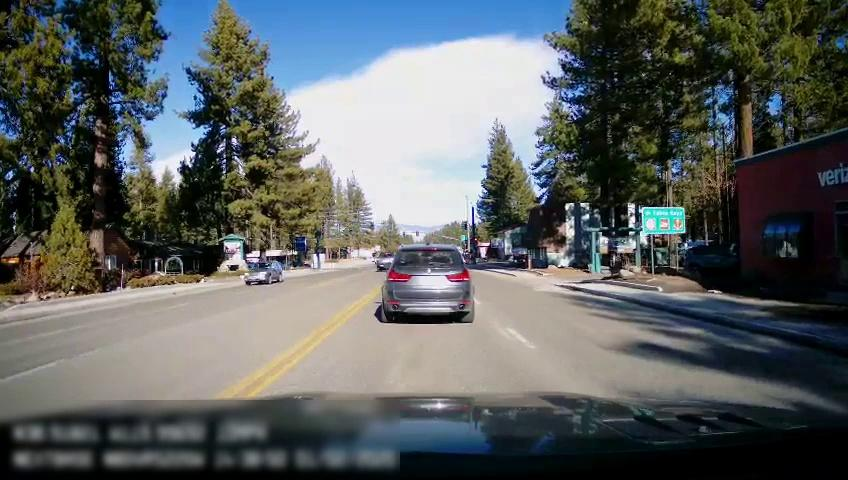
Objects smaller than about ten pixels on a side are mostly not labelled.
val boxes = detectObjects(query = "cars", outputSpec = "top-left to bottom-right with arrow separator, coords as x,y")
244,260 -> 284,286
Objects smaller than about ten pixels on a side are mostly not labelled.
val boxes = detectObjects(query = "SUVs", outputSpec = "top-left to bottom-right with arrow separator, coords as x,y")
381,245 -> 472,325
376,254 -> 393,272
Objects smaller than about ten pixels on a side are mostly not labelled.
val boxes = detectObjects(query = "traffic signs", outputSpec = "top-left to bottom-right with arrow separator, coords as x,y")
641,207 -> 687,234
